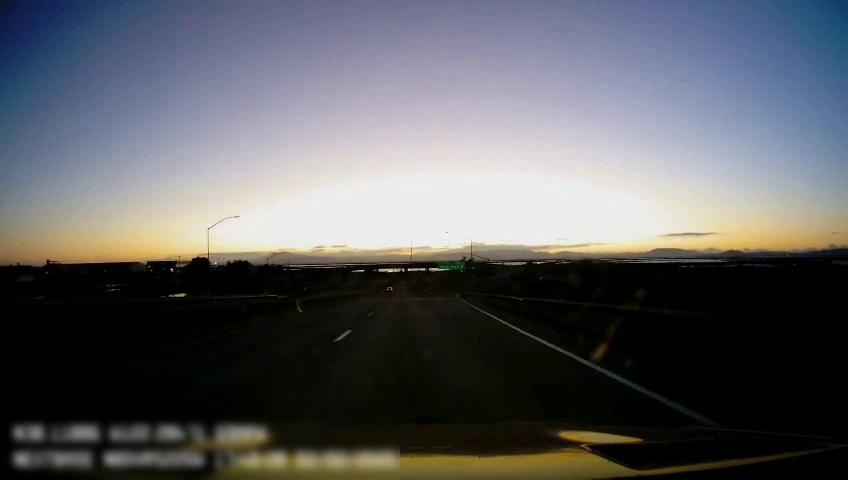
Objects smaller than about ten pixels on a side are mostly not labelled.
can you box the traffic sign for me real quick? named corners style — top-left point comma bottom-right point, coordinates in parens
top-left (438, 262), bottom-right (465, 271)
